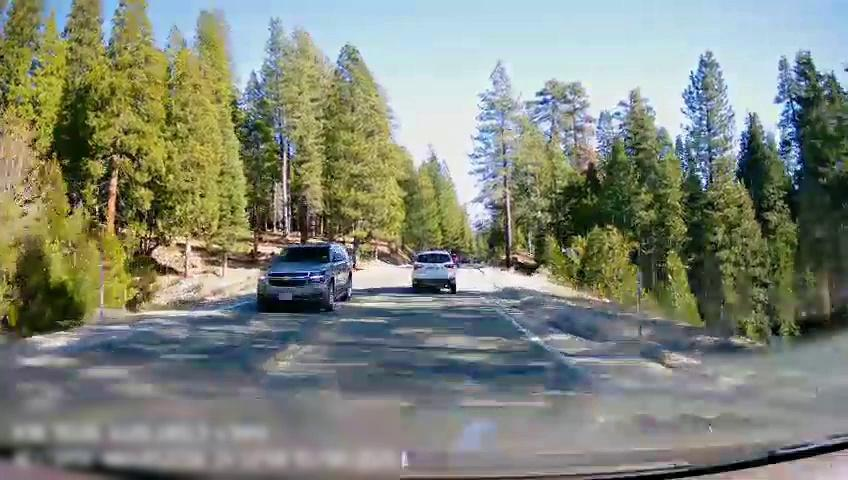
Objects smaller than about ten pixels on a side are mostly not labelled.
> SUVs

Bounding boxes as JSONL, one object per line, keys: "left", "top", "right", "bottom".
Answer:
{"left": 411, "top": 250, "right": 457, "bottom": 294}
{"left": 257, "top": 241, "right": 354, "bottom": 312}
